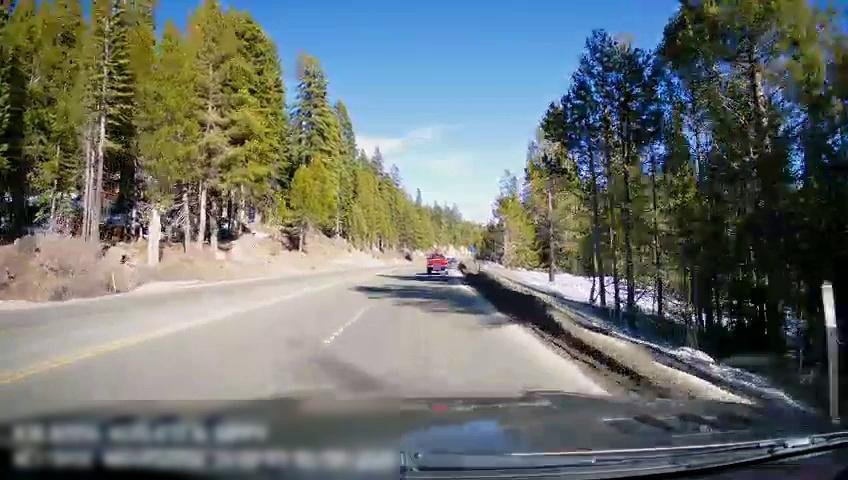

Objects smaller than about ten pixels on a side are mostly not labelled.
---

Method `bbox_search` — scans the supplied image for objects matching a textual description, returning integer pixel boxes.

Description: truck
[426,252,450,275]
